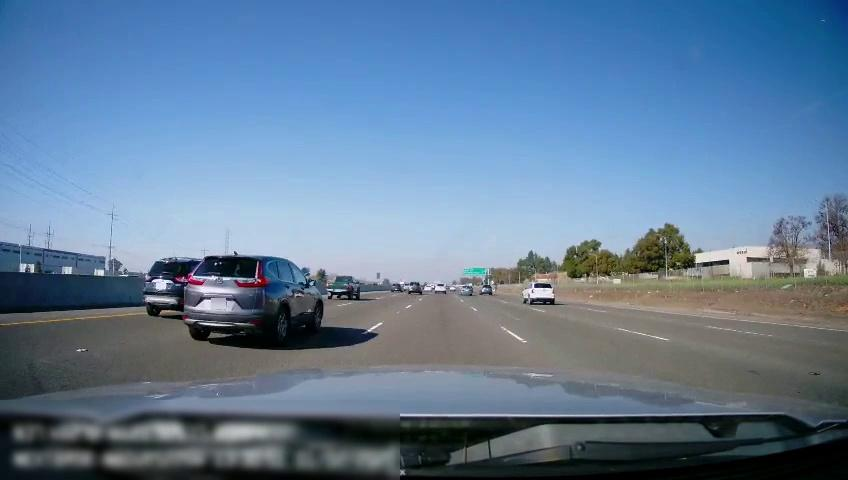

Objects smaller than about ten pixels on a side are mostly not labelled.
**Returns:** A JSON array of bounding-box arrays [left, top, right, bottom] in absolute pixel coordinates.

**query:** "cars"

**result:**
[[459, 285, 474, 296], [391, 283, 403, 293]]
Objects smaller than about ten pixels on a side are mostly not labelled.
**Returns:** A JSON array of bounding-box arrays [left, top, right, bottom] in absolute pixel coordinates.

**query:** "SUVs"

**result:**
[[407, 281, 423, 295], [480, 284, 493, 295], [143, 256, 206, 317], [522, 281, 556, 305], [434, 283, 447, 295], [182, 250, 325, 342]]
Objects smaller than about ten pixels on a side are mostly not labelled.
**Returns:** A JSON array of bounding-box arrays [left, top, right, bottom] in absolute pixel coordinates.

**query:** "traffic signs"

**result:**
[[463, 267, 486, 277]]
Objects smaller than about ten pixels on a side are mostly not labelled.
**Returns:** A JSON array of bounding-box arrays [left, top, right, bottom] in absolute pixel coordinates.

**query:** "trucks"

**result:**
[[326, 275, 361, 300]]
